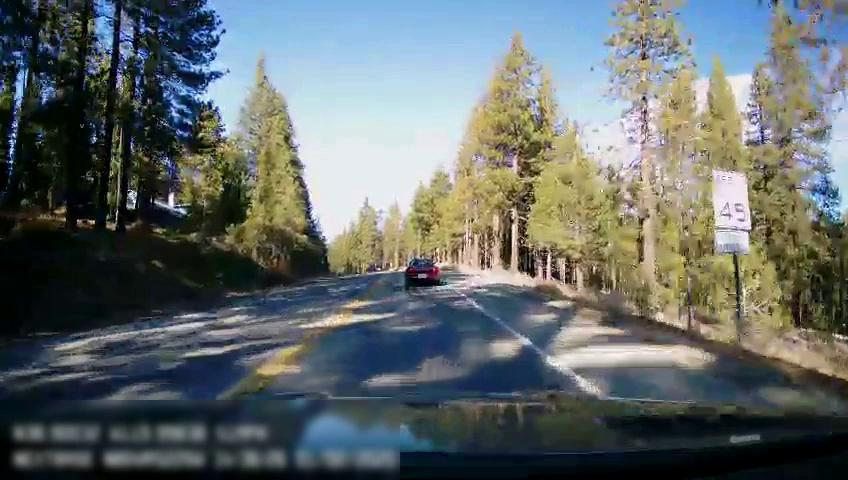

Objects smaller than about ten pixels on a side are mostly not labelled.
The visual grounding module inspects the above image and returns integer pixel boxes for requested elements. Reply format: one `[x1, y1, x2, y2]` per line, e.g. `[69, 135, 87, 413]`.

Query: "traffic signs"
[712, 169, 752, 230]
[716, 230, 753, 257]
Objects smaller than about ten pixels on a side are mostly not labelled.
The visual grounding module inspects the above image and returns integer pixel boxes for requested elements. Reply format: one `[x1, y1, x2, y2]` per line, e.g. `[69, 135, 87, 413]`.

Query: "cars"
[407, 259, 440, 285]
